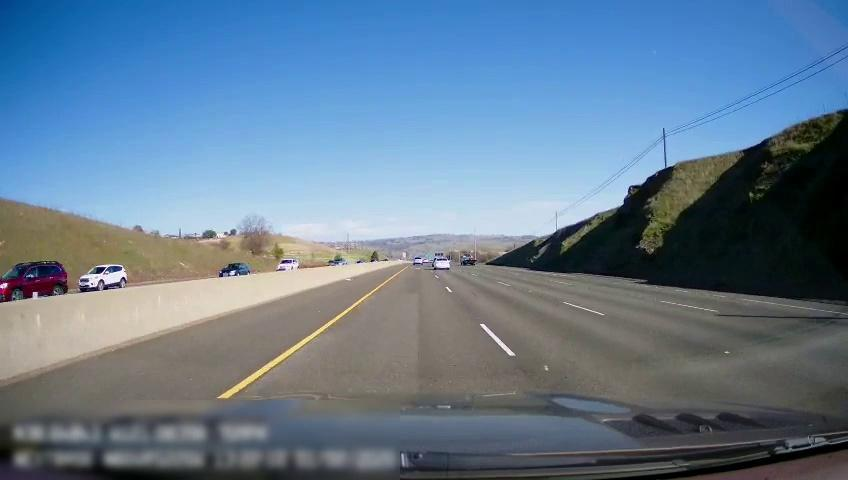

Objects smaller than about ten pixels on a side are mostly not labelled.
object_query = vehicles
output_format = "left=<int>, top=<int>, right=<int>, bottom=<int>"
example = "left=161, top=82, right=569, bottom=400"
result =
left=461, top=255, right=475, bottom=266
left=218, top=263, right=251, bottom=277
left=276, top=258, right=300, bottom=270
left=412, top=256, right=423, bottom=266
left=0, top=260, right=68, bottom=302
left=434, top=256, right=450, bottom=270
left=79, top=264, right=128, bottom=292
